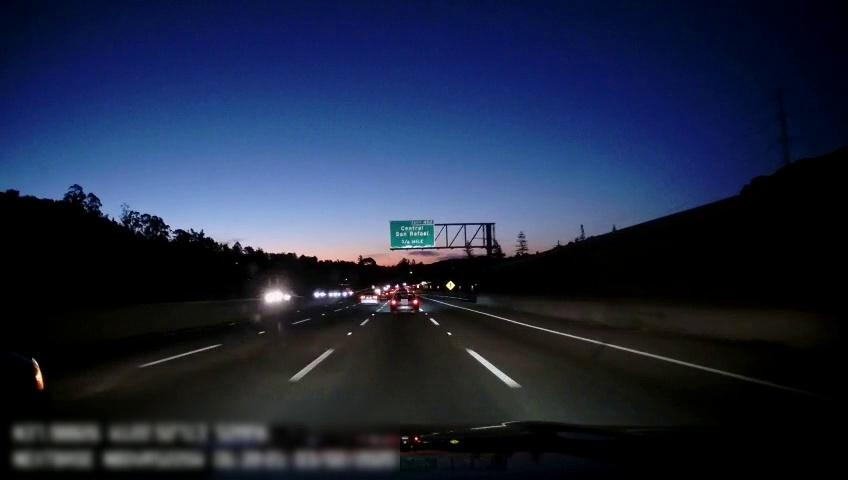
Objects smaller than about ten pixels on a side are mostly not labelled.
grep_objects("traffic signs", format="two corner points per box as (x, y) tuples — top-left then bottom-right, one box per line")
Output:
(445, 280), (456, 291)
(390, 219), (435, 248)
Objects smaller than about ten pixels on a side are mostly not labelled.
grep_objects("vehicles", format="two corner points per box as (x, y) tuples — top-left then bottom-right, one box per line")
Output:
(360, 291), (380, 307)
(277, 292), (296, 302)
(313, 290), (327, 299)
(390, 292), (420, 317)
(265, 292), (282, 302)
(0, 349), (48, 438)
(337, 284), (351, 298)
(378, 290), (391, 300)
